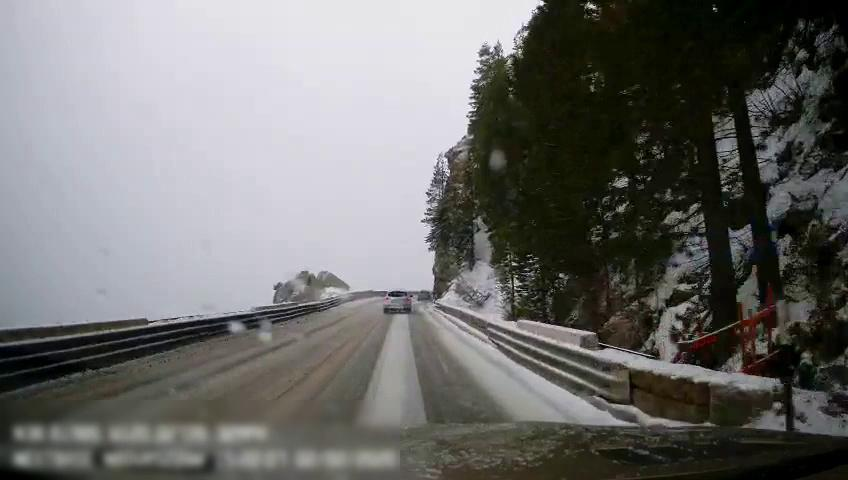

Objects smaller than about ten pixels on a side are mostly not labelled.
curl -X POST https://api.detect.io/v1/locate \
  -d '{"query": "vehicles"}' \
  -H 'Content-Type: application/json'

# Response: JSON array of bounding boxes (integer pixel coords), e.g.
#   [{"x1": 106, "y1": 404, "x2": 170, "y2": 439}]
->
[
  {"x1": 383, "y1": 289, "x2": 414, "y2": 314},
  {"x1": 416, "y1": 290, "x2": 430, "y2": 301}
]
